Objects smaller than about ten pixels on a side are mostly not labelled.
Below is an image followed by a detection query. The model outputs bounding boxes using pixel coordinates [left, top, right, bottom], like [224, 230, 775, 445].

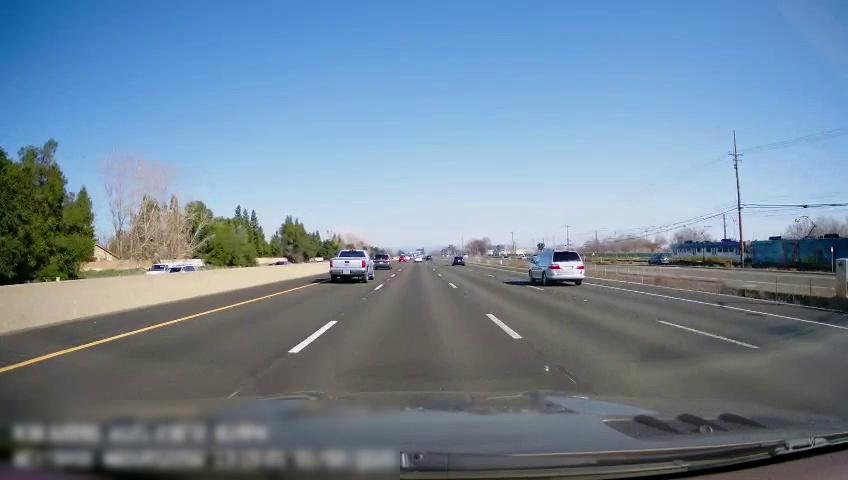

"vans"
[528, 249, 585, 286]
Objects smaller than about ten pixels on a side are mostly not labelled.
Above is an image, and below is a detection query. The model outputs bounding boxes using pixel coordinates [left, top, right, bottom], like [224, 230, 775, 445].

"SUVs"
[373, 254, 392, 271]
[168, 263, 197, 275]
[647, 254, 670, 265]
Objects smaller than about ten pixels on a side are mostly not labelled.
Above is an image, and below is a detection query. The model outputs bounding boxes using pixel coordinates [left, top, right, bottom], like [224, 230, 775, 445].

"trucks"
[329, 249, 375, 285]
